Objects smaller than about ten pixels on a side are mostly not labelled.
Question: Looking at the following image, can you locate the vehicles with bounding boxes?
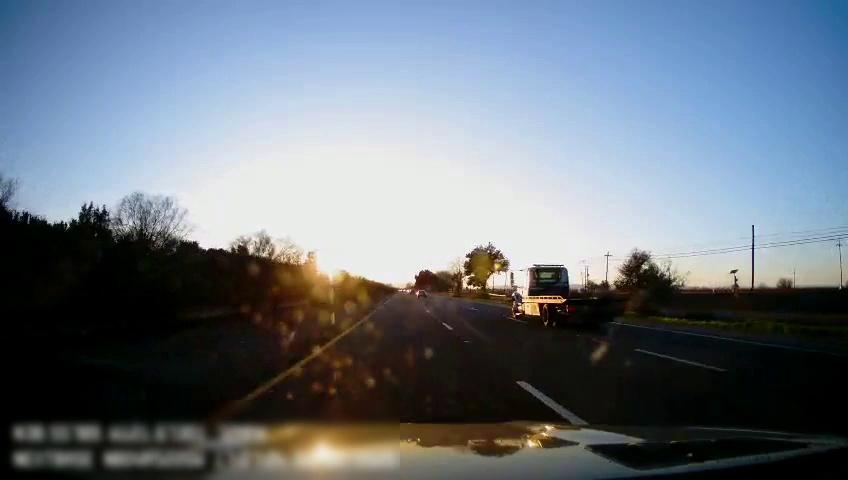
[510,264,633,331]
[416,289,427,298]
